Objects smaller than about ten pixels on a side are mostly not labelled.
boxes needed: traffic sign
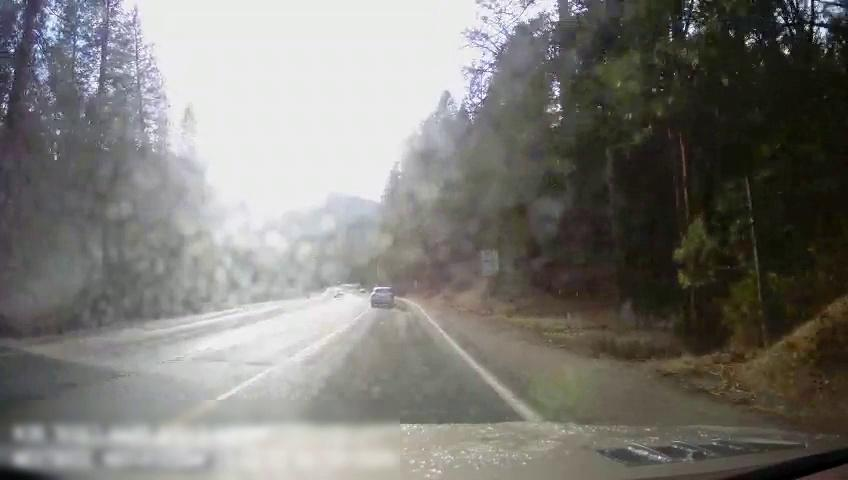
[479,249,500,277]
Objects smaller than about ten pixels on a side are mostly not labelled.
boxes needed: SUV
[370,286,395,306]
